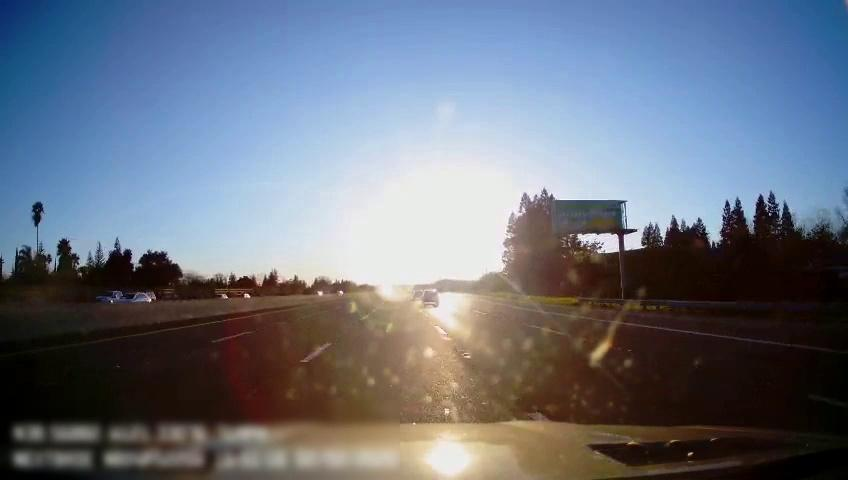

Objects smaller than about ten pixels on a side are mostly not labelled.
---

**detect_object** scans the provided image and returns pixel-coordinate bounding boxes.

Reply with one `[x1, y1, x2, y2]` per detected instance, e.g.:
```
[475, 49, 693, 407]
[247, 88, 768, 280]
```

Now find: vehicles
[212, 293, 229, 299]
[412, 290, 424, 301]
[110, 291, 152, 305]
[422, 288, 440, 305]
[143, 290, 157, 303]
[95, 290, 124, 304]
[233, 292, 252, 299]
